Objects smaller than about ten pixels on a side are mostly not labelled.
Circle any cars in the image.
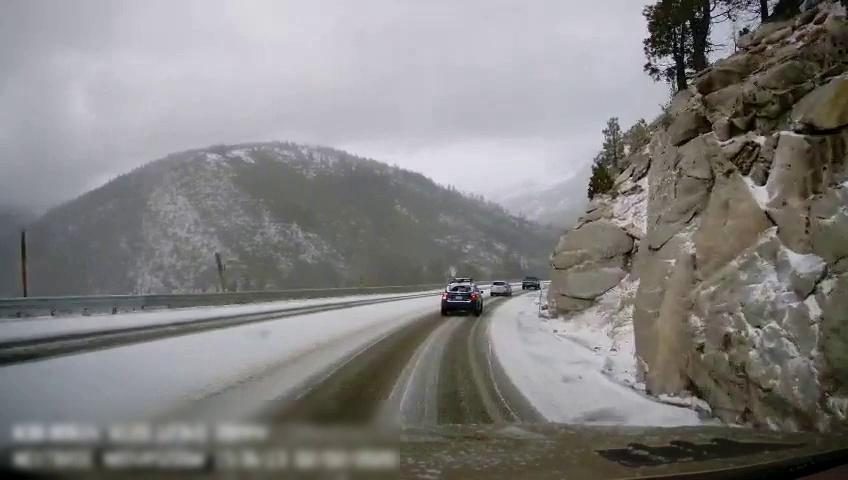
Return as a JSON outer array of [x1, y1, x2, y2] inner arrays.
[[440, 277, 484, 316], [490, 280, 512, 297]]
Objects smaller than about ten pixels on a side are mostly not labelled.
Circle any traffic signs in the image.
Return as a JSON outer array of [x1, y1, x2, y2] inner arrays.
[[447, 265, 459, 277]]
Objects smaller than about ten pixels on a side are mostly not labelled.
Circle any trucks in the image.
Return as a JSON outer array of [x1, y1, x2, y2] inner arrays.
[[521, 275, 541, 290]]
